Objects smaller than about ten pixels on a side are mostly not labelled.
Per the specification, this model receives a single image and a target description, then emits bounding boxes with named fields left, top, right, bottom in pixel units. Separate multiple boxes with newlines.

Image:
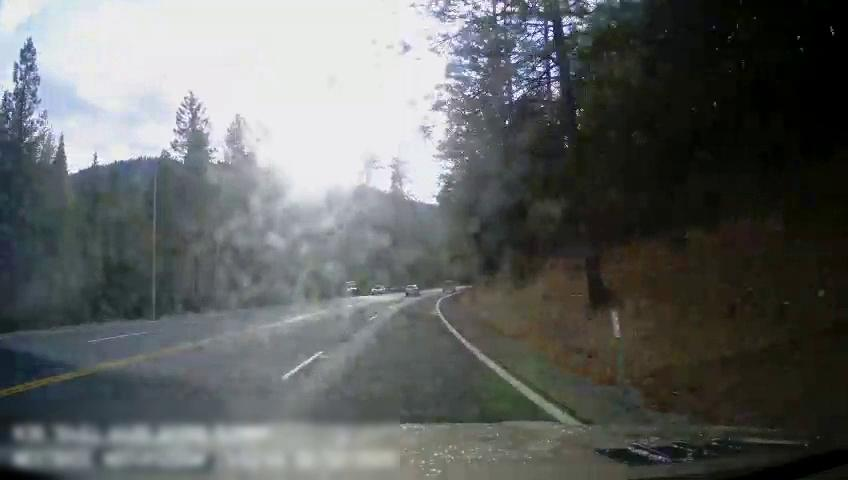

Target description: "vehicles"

left=344, top=281, right=358, bottom=295
left=404, top=283, right=421, bottom=297
left=371, top=284, right=386, bottom=296
left=442, top=280, right=457, bottom=293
